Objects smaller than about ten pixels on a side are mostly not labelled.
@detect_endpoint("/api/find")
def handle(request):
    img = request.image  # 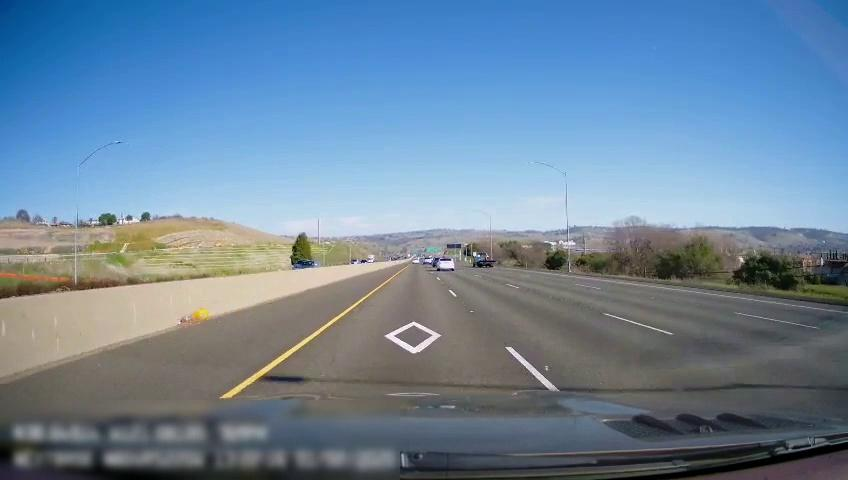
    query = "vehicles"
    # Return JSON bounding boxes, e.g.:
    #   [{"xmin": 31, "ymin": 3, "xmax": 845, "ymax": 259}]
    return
[
  {"xmin": 293, "ymin": 259, "xmax": 309, "ymax": 270},
  {"xmin": 436, "ymin": 257, "xmax": 454, "ymax": 271},
  {"xmin": 472, "ymin": 253, "xmax": 497, "ymax": 267},
  {"xmin": 302, "ymin": 261, "xmax": 319, "ymax": 268}
]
